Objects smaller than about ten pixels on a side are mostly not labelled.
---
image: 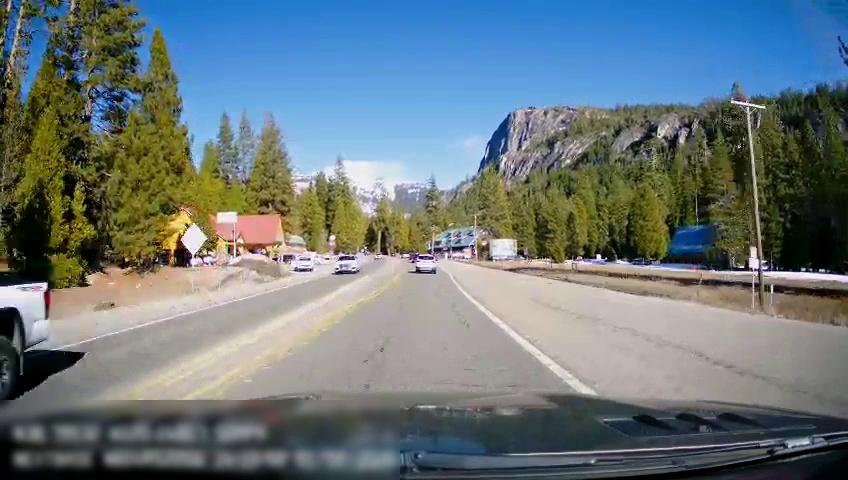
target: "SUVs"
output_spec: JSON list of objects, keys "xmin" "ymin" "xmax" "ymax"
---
[
  {"xmin": 294, "ymin": 255, "xmax": 315, "ymax": 273},
  {"xmin": 334, "ymin": 254, "xmax": 361, "ymax": 275},
  {"xmin": 415, "ymin": 253, "xmax": 437, "ymax": 274}
]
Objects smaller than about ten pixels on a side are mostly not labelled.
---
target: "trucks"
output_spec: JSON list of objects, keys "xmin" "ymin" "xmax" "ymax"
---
[{"xmin": 0, "ymin": 271, "xmax": 50, "ymax": 406}]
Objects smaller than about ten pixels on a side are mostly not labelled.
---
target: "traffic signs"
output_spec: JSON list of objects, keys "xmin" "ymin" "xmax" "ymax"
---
[
  {"xmin": 749, "ymin": 258, "xmax": 760, "ymax": 270},
  {"xmin": 749, "ymin": 246, "xmax": 758, "ymax": 259}
]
